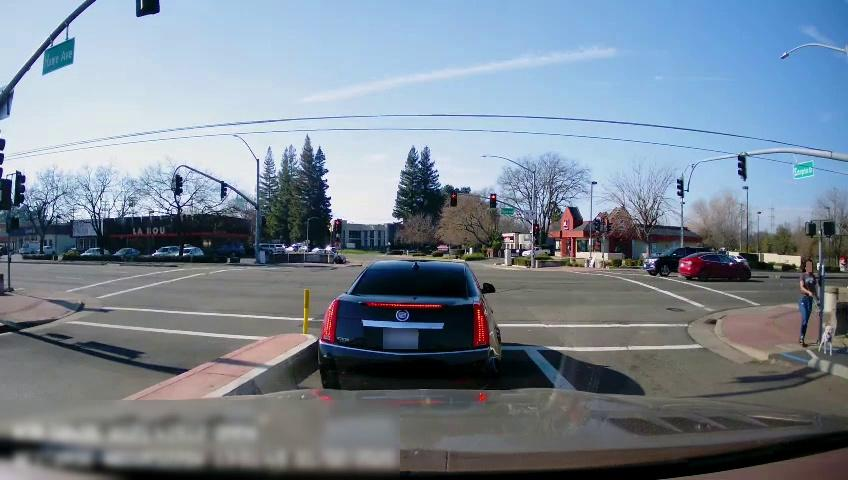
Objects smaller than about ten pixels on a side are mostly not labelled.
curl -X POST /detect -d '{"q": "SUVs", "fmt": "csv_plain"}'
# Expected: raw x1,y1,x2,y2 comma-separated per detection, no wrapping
643,246,713,277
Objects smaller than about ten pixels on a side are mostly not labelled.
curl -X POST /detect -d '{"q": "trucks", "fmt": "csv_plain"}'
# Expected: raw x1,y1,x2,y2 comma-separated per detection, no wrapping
522,247,551,257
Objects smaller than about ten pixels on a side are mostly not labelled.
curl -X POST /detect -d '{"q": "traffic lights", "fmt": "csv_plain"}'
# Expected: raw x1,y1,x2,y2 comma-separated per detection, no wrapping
135,0,160,17
736,153,747,182
676,177,685,196
0,179,12,211
450,191,458,207
804,222,818,235
221,181,228,199
173,173,183,196
14,170,26,206
821,221,836,235
7,219,20,232
490,193,497,208
605,219,612,232
0,137,6,179
533,224,540,237
333,219,342,234
594,219,601,233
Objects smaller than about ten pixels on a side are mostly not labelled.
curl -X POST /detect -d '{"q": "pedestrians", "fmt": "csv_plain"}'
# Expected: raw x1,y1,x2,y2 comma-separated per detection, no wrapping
798,256,818,347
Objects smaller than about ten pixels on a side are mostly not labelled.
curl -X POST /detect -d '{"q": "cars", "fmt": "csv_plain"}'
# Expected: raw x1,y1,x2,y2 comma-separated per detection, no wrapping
112,248,138,258
319,260,506,390
678,252,752,282
175,247,204,258
152,246,184,258
79,248,108,258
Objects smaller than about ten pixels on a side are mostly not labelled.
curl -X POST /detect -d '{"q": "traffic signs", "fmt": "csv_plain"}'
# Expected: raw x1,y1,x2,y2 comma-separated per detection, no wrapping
42,37,75,75
795,161,816,179
501,207,513,214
